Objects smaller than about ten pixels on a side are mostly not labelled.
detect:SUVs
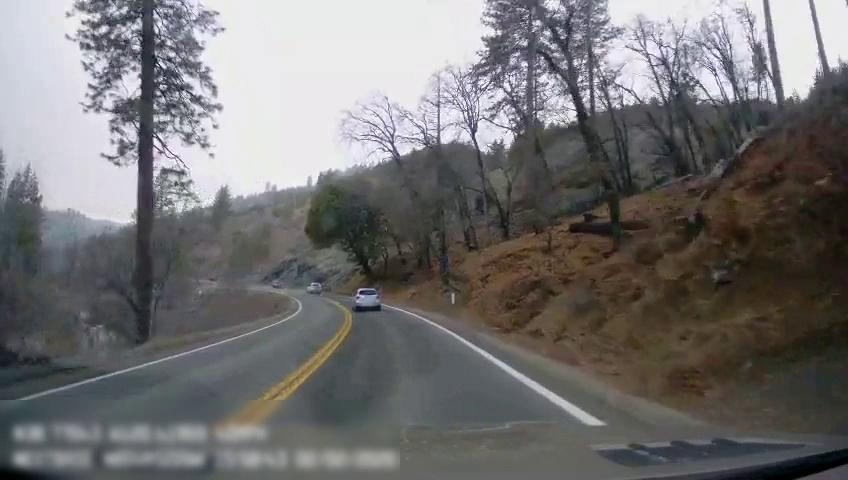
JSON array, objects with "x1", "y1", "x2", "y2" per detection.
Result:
[
  {"x1": 306, "y1": 282, "x2": 322, "y2": 295},
  {"x1": 352, "y1": 288, "x2": 381, "y2": 312}
]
